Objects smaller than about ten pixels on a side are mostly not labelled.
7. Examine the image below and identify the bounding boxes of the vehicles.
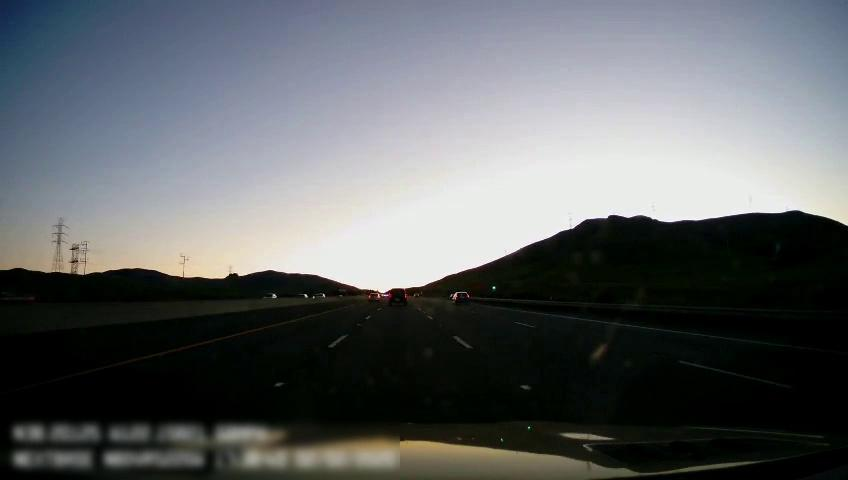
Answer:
[0,292,36,304]
[451,292,469,304]
[295,294,309,299]
[368,293,381,303]
[389,288,408,306]
[315,293,326,299]
[262,293,278,300]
